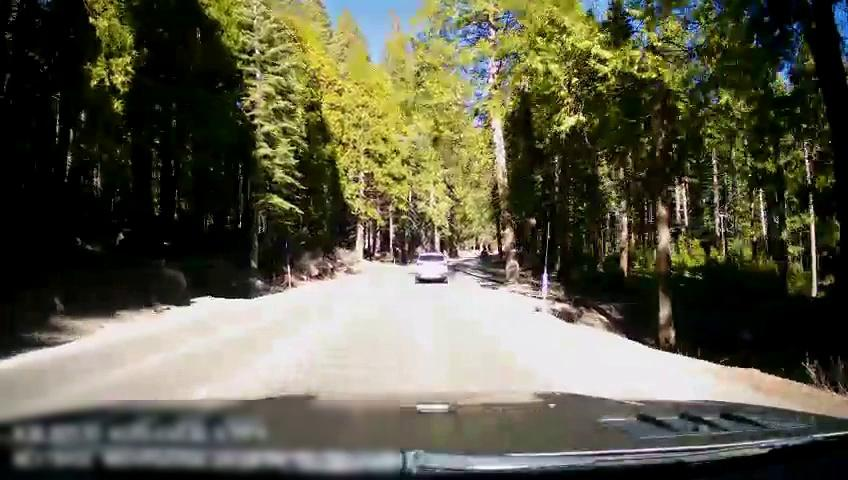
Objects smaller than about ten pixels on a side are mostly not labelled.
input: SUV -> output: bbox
[415,252,449,284]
